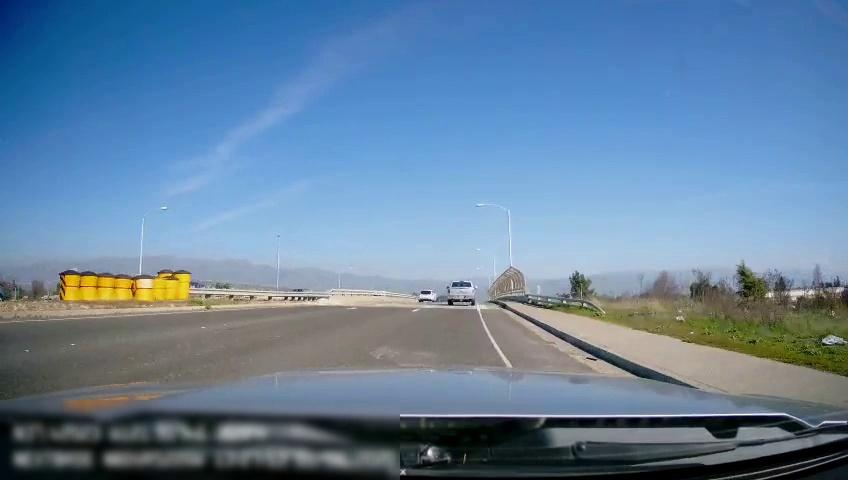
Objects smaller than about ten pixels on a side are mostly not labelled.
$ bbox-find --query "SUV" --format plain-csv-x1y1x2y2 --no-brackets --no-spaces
419,289,434,302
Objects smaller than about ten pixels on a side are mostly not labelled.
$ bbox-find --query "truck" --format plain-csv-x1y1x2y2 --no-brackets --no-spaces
446,280,478,306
